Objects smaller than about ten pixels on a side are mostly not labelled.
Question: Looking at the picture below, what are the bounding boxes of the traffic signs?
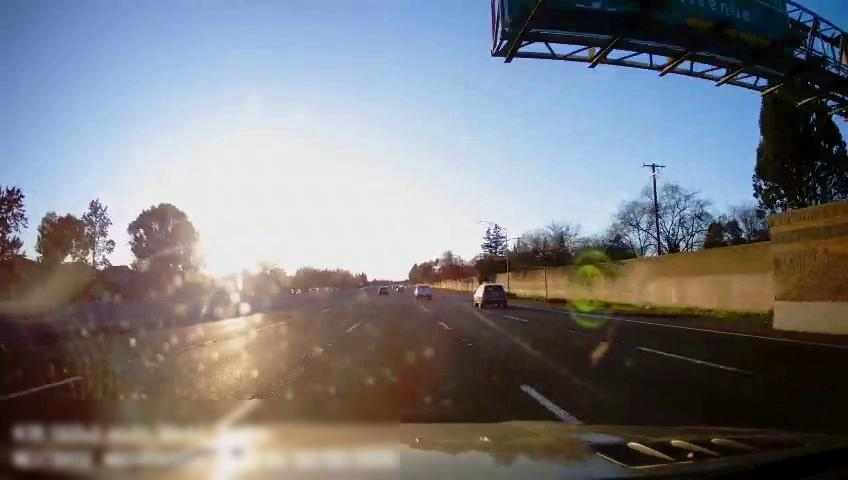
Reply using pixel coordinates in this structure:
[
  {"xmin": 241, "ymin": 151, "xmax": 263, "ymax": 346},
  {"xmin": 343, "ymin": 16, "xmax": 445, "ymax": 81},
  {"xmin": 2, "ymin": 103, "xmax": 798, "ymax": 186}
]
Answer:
[{"xmin": 500, "ymin": 0, "xmax": 789, "ymax": 75}]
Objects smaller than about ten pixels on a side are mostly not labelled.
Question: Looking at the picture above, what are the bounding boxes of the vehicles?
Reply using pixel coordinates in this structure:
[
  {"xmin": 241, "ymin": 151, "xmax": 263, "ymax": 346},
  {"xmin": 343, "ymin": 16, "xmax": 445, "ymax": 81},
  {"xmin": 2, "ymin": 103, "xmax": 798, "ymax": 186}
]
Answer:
[
  {"xmin": 414, "ymin": 286, "xmax": 432, "ymax": 301},
  {"xmin": 377, "ymin": 285, "xmax": 389, "ymax": 296},
  {"xmin": 473, "ymin": 283, "xmax": 508, "ymax": 309}
]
